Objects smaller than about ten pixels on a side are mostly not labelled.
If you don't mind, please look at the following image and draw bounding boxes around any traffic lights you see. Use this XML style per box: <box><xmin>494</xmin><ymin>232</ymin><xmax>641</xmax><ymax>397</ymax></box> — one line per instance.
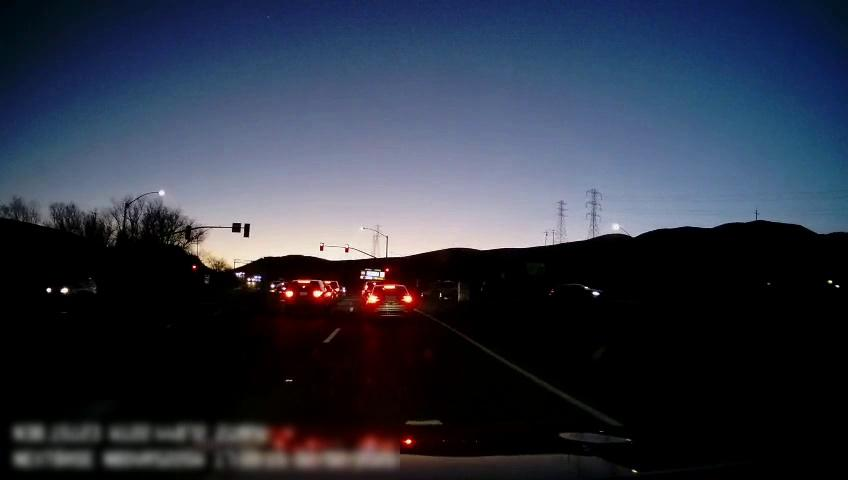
<box><xmin>184</xmin><ymin>225</ymin><xmax>192</xmax><ymax>240</ymax></box>
<box><xmin>243</xmin><ymin>223</ymin><xmax>251</xmax><ymax>238</ymax></box>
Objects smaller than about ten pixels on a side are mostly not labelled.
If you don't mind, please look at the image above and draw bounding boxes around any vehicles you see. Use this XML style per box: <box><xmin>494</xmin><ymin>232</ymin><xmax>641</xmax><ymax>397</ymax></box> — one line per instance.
<box><xmin>431</xmin><ymin>280</ymin><xmax>459</xmax><ymax>296</ymax></box>
<box><xmin>44</xmin><ymin>276</ymin><xmax>97</xmax><ymax>303</ymax></box>
<box><xmin>548</xmin><ymin>283</ymin><xmax>603</xmax><ymax>300</ymax></box>
<box><xmin>361</xmin><ymin>281</ymin><xmax>384</xmax><ymax>296</ymax></box>
<box><xmin>322</xmin><ymin>284</ymin><xmax>339</xmax><ymax>307</ymax></box>
<box><xmin>323</xmin><ymin>280</ymin><xmax>343</xmax><ymax>301</ymax></box>
<box><xmin>269</xmin><ymin>279</ymin><xmax>289</xmax><ymax>294</ymax></box>
<box><xmin>364</xmin><ymin>283</ymin><xmax>414</xmax><ymax>319</ymax></box>
<box><xmin>281</xmin><ymin>279</ymin><xmax>330</xmax><ymax>315</ymax></box>
<box><xmin>767</xmin><ymin>270</ymin><xmax>841</xmax><ymax>291</ymax></box>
